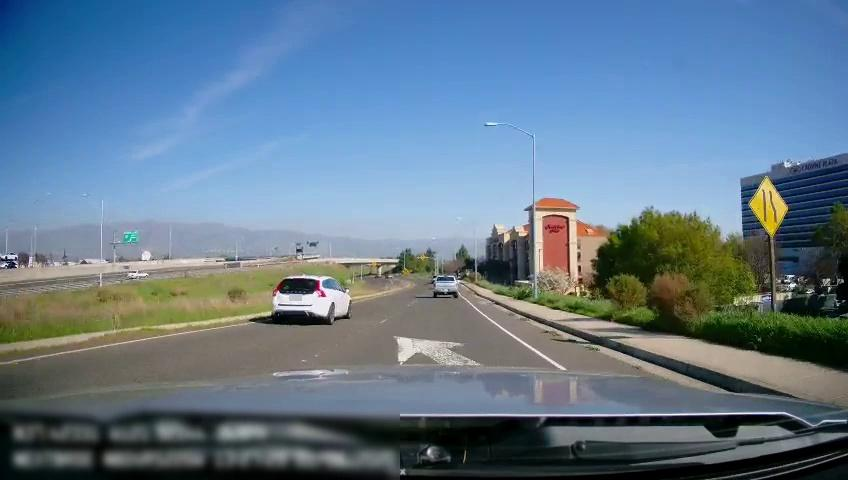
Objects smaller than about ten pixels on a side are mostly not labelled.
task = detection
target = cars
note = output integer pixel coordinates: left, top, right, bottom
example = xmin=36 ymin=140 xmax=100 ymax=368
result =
xmin=127 ymin=269 xmax=151 ymax=281
xmin=271 ymin=275 xmax=353 ymax=326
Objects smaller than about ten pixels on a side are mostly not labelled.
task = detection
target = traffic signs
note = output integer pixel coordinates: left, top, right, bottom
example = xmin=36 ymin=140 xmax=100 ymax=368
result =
xmin=121 ymin=231 xmax=138 ymax=244
xmin=747 ymin=175 xmax=789 ymax=239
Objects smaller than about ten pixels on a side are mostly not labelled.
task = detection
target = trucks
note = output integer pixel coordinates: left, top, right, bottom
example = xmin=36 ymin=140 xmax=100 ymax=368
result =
xmin=430 ymin=275 xmax=460 ymax=299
